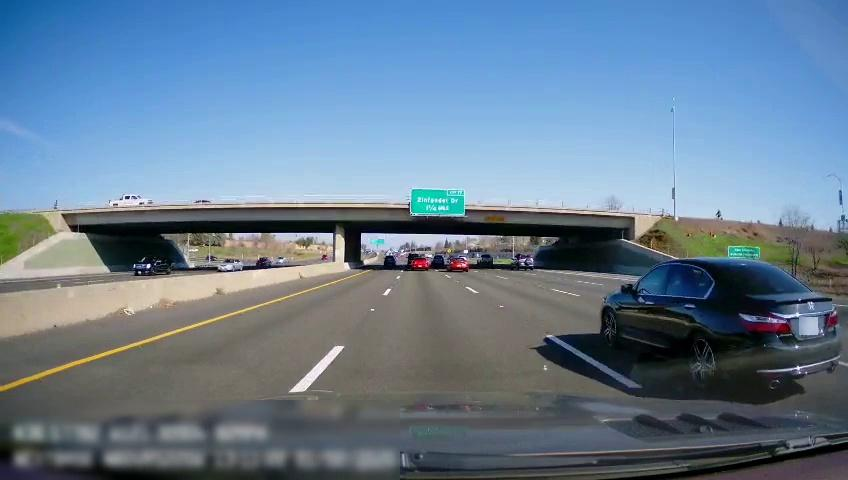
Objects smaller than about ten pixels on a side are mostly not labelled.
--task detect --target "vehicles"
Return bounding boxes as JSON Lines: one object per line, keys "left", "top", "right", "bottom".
{"left": 430, "top": 255, "right": 444, "bottom": 267}
{"left": 410, "top": 256, "right": 430, "bottom": 271}
{"left": 108, "top": 192, "right": 151, "bottom": 208}
{"left": 217, "top": 258, "right": 243, "bottom": 273}
{"left": 476, "top": 253, "right": 494, "bottom": 266}
{"left": 509, "top": 253, "right": 535, "bottom": 271}
{"left": 131, "top": 256, "right": 173, "bottom": 277}
{"left": 407, "top": 253, "right": 418, "bottom": 266}
{"left": 445, "top": 256, "right": 468, "bottom": 272}
{"left": 599, "top": 256, "right": 841, "bottom": 394}
{"left": 255, "top": 256, "right": 272, "bottom": 268}
{"left": 382, "top": 255, "right": 396, "bottom": 267}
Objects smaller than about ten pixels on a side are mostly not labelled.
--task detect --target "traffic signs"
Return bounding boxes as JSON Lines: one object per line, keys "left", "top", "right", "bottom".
{"left": 369, "top": 239, "right": 385, "bottom": 246}
{"left": 411, "top": 187, "right": 466, "bottom": 217}
{"left": 727, "top": 245, "right": 761, "bottom": 259}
